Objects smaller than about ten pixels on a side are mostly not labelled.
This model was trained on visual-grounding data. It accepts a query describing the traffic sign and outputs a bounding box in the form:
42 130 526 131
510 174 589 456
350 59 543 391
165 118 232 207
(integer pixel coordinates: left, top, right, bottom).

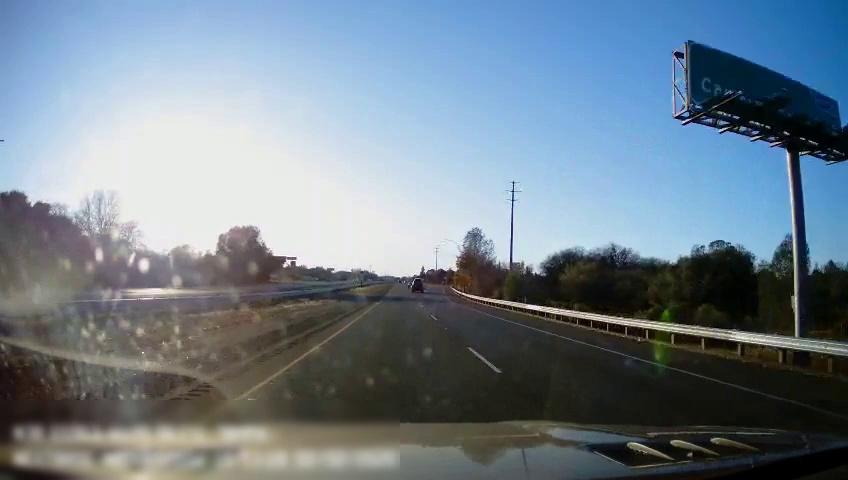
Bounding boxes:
688 40 842 146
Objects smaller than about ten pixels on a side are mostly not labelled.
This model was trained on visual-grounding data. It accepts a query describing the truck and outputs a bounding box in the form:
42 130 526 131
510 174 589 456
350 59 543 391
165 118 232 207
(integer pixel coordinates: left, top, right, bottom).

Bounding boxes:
411 278 424 293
